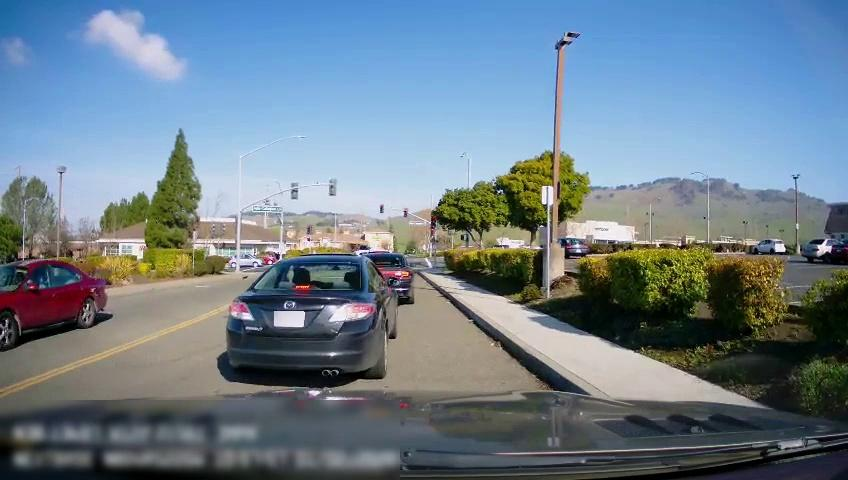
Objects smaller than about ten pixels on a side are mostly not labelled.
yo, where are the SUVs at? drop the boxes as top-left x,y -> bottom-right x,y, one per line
258,250 -> 280,265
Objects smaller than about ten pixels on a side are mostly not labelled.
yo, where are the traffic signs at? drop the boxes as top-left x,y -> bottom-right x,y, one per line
252,203 -> 282,215
409,220 -> 425,227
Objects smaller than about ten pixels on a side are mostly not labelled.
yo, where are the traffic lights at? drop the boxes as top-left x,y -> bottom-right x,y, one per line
291,183 -> 300,201
328,179 -> 337,196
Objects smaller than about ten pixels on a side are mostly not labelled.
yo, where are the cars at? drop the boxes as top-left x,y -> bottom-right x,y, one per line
752,238 -> 787,255
0,258 -> 109,350
367,252 -> 416,303
222,251 -> 401,380
830,241 -> 848,263
227,253 -> 265,271
799,236 -> 844,262
560,236 -> 592,258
